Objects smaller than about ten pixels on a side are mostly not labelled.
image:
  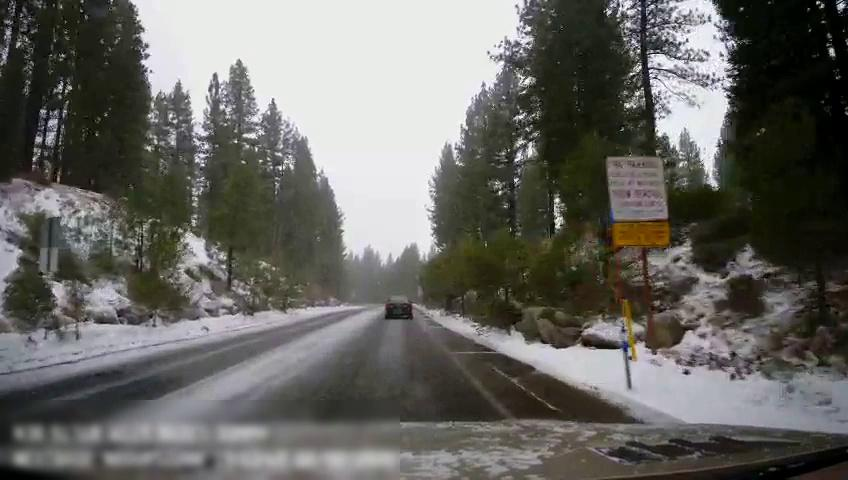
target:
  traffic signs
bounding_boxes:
[611,222,670,248]
[605,155,669,221]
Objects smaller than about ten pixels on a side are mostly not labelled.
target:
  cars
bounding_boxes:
[384,295,414,320]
